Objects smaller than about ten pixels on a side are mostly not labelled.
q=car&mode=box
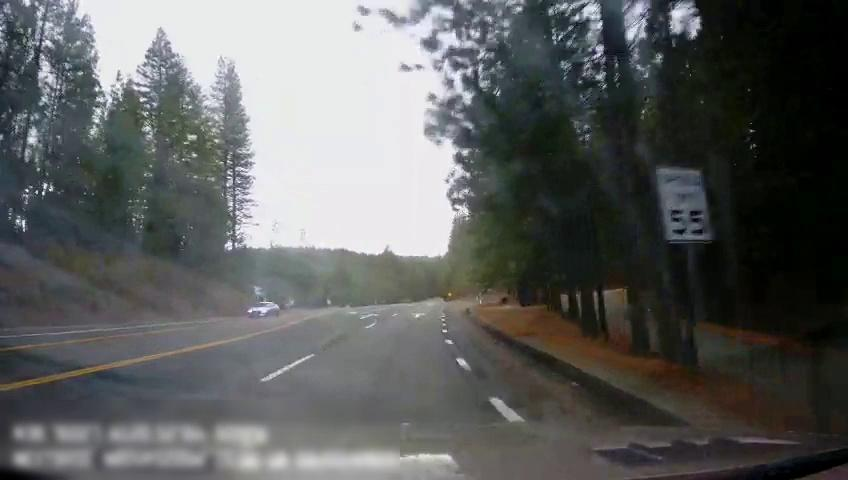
[247,301,281,319]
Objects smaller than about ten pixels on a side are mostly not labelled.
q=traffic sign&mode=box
[655,166,711,243]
